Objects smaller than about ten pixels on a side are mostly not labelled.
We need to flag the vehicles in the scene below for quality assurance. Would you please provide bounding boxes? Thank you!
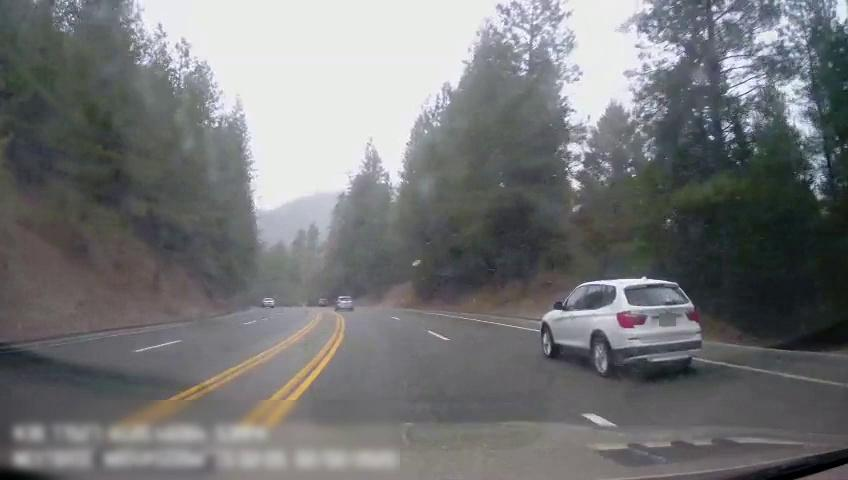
[261,297,275,309]
[539,279,702,379]
[334,296,353,312]
[317,298,329,308]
